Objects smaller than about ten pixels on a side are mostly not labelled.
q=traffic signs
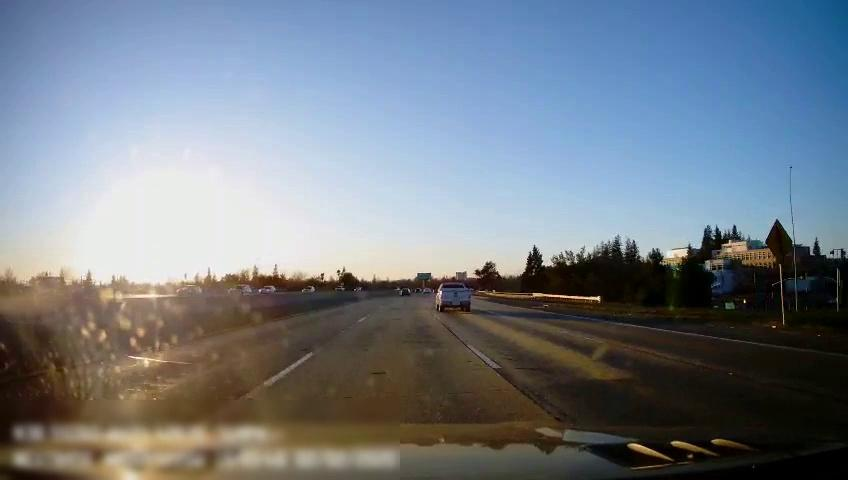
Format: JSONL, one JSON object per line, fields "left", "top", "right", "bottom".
{"left": 416, "top": 273, "right": 432, "bottom": 283}
{"left": 764, "top": 217, "right": 793, "bottom": 264}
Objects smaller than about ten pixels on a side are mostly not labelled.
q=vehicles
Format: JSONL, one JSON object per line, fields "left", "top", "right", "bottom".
{"left": 400, "top": 288, "right": 412, "bottom": 298}
{"left": 301, "top": 285, "right": 316, "bottom": 293}
{"left": 335, "top": 285, "right": 346, "bottom": 292}
{"left": 228, "top": 284, "right": 253, "bottom": 296}
{"left": 175, "top": 285, "right": 202, "bottom": 296}
{"left": 422, "top": 287, "right": 432, "bottom": 295}
{"left": 258, "top": 286, "right": 277, "bottom": 295}
{"left": 434, "top": 281, "right": 473, "bottom": 313}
